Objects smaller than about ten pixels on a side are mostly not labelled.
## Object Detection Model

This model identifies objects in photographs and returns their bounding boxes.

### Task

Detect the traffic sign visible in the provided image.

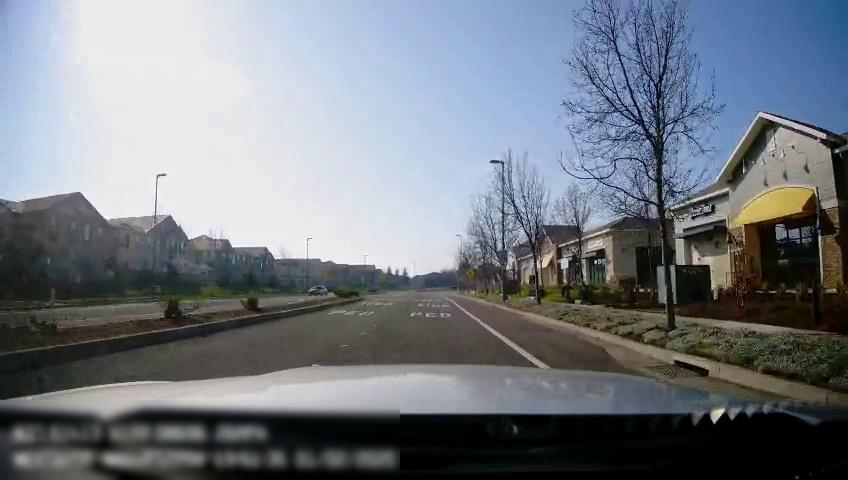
[495,250,509,267]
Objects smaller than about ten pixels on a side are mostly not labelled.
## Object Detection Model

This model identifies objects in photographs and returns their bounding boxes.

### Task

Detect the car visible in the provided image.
[308,284,329,296]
